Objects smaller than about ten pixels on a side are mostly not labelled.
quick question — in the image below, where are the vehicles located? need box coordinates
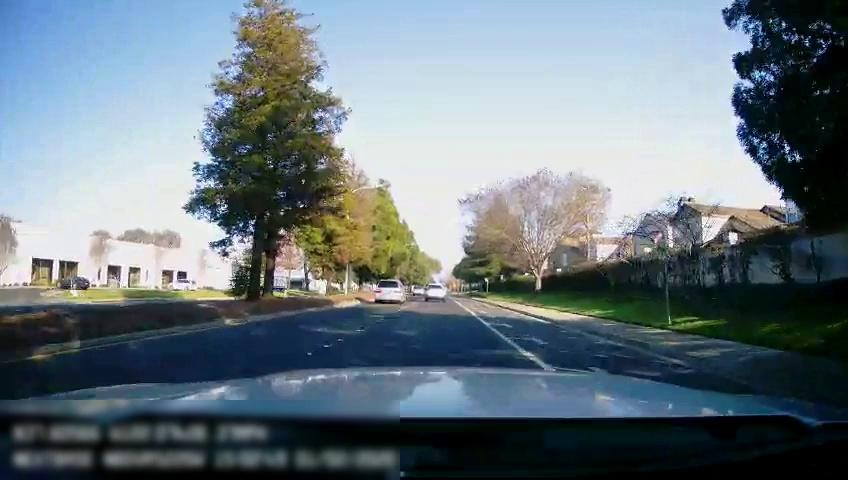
[373,279,406,304]
[424,282,448,303]
[412,285,428,297]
